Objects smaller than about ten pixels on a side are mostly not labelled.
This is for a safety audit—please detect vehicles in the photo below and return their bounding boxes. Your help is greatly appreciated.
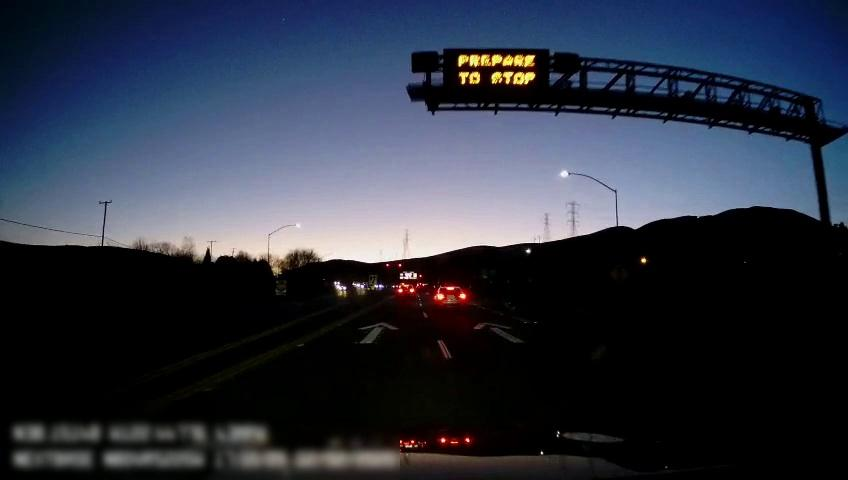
[432,285,467,307]
[396,284,417,298]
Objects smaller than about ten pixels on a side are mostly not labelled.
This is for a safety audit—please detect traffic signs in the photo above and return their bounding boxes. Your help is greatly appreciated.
[368,274,378,285]
[275,279,287,297]
[443,46,551,91]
